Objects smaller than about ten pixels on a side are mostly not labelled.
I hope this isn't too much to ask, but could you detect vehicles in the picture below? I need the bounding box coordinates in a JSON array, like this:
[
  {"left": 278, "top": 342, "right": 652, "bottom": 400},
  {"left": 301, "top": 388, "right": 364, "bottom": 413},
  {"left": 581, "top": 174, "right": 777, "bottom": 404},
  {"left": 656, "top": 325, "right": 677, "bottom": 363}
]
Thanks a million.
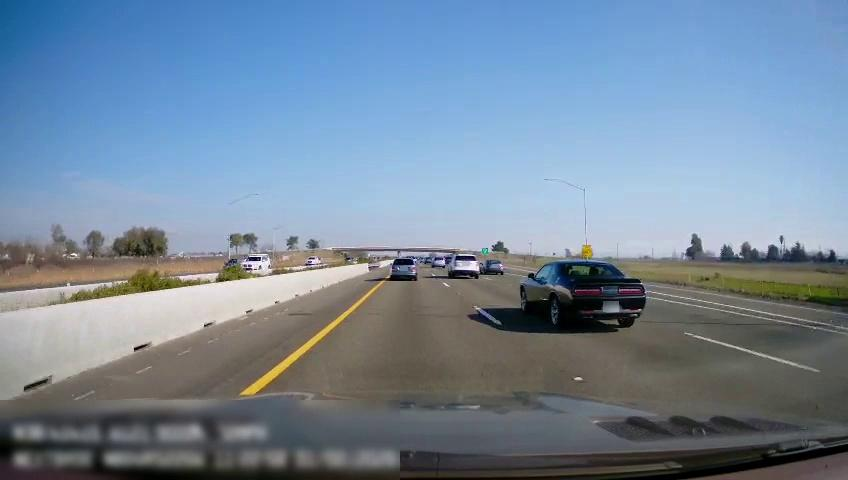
[
  {"left": 241, "top": 254, "right": 272, "bottom": 270},
  {"left": 390, "top": 257, "right": 417, "bottom": 281},
  {"left": 518, "top": 260, "right": 647, "bottom": 332},
  {"left": 431, "top": 256, "right": 446, "bottom": 269},
  {"left": 479, "top": 259, "right": 505, "bottom": 276},
  {"left": 447, "top": 254, "right": 480, "bottom": 279},
  {"left": 303, "top": 255, "right": 322, "bottom": 266},
  {"left": 222, "top": 257, "right": 242, "bottom": 269}
]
